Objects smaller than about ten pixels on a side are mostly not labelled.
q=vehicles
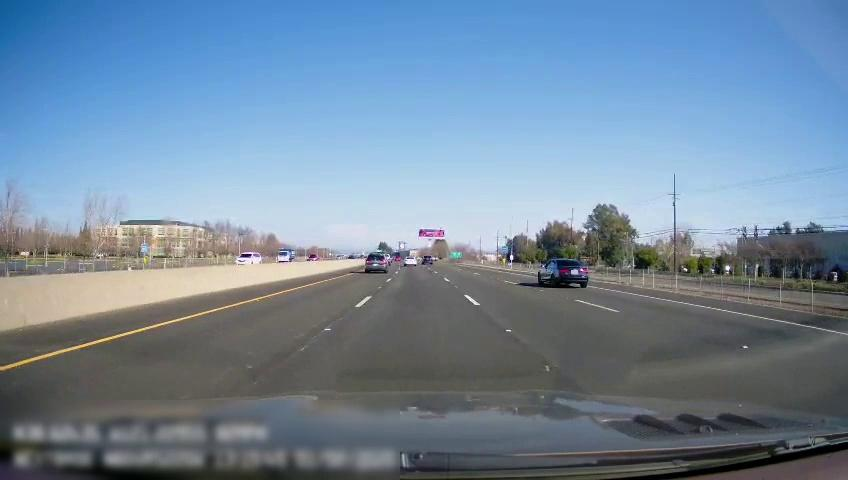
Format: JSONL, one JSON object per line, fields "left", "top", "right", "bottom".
{"left": 404, "top": 257, "right": 417, "bottom": 267}
{"left": 276, "top": 247, "right": 295, "bottom": 263}
{"left": 378, "top": 254, "right": 394, "bottom": 267}
{"left": 538, "top": 258, "right": 591, "bottom": 288}
{"left": 364, "top": 254, "right": 388, "bottom": 274}
{"left": 235, "top": 251, "right": 262, "bottom": 265}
